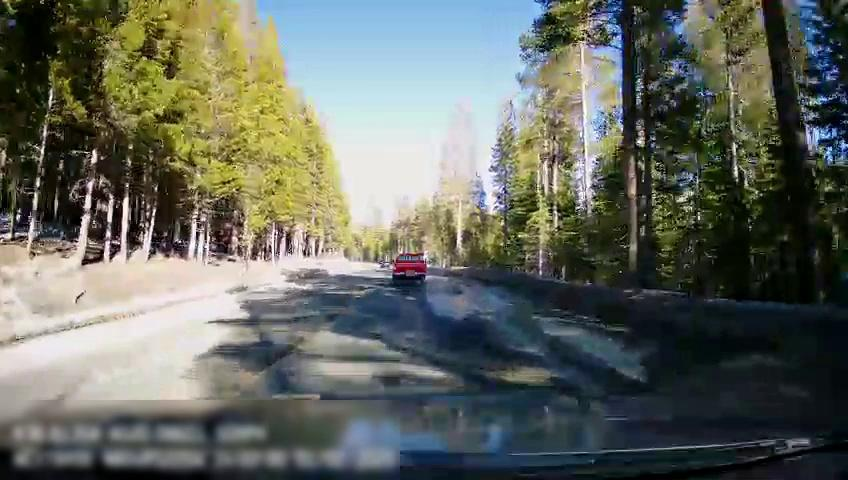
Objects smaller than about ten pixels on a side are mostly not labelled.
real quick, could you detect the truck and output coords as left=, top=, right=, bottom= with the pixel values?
left=391, top=252, right=429, bottom=283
